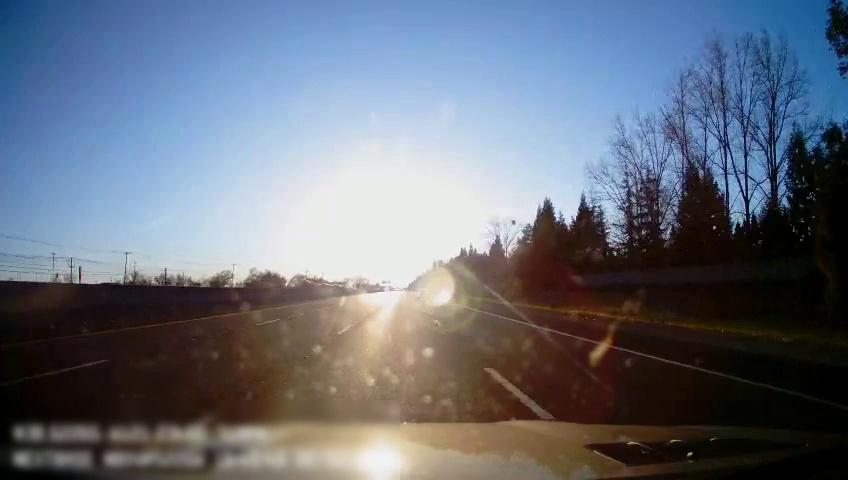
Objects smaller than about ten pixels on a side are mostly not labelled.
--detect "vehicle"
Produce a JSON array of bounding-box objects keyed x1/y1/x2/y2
[{"x1": 417, "y1": 289, "x2": 430, "y2": 300}]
